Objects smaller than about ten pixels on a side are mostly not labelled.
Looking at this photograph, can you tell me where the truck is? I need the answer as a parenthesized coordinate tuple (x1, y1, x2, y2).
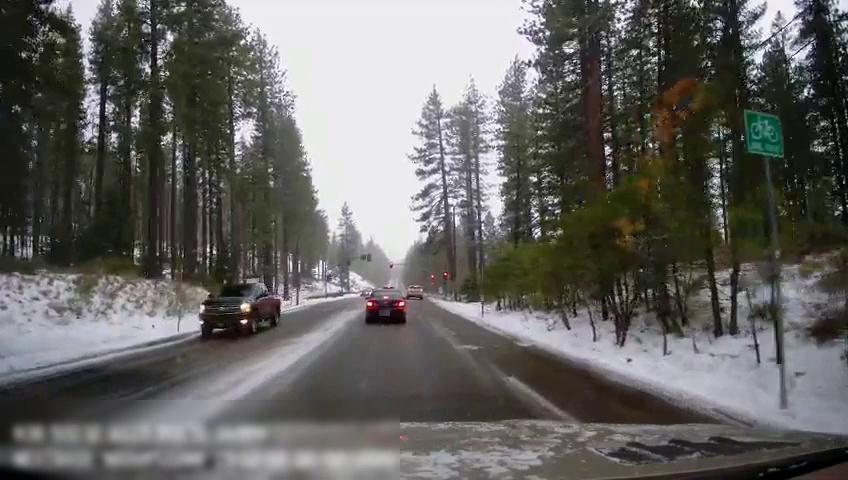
(197, 282, 282, 338)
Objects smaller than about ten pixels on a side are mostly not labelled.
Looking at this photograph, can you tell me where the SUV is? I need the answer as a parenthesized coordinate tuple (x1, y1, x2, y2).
(406, 284, 424, 300)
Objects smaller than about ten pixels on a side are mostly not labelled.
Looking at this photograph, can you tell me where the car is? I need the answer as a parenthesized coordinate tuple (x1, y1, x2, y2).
(366, 286, 408, 325)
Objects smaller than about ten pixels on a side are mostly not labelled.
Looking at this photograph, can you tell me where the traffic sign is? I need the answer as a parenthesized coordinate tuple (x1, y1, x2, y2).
(744, 110, 785, 158)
